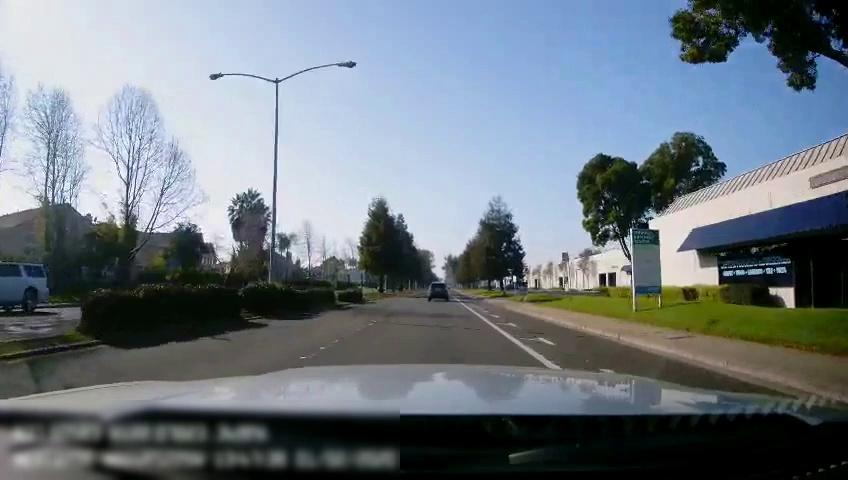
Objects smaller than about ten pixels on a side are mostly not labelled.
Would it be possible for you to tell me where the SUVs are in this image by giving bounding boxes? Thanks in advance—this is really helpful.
[0,261,50,315]
[427,281,450,302]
